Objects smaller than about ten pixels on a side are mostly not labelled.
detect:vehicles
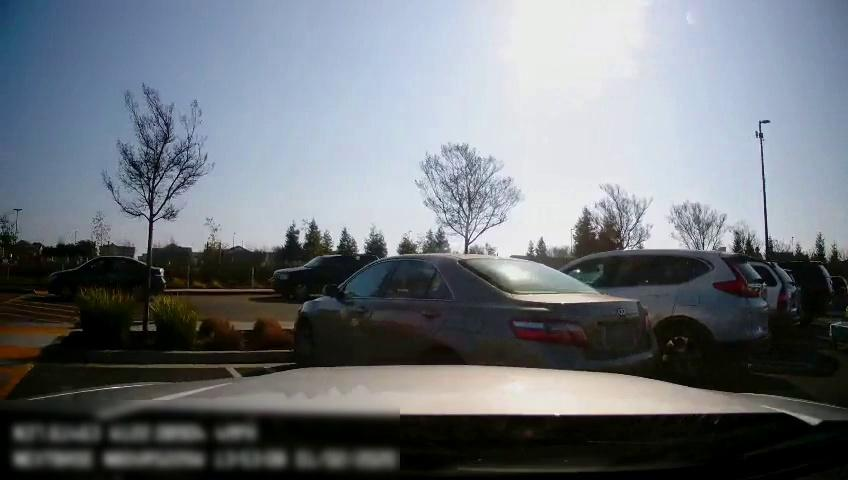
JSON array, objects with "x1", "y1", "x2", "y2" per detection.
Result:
[
  {"x1": 270, "y1": 252, "x2": 375, "y2": 303},
  {"x1": 775, "y1": 259, "x2": 835, "y2": 314},
  {"x1": 832, "y1": 275, "x2": 848, "y2": 311},
  {"x1": 291, "y1": 251, "x2": 660, "y2": 374},
  {"x1": 46, "y1": 255, "x2": 167, "y2": 303},
  {"x1": 558, "y1": 249, "x2": 771, "y2": 370},
  {"x1": 751, "y1": 262, "x2": 804, "y2": 334}
]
